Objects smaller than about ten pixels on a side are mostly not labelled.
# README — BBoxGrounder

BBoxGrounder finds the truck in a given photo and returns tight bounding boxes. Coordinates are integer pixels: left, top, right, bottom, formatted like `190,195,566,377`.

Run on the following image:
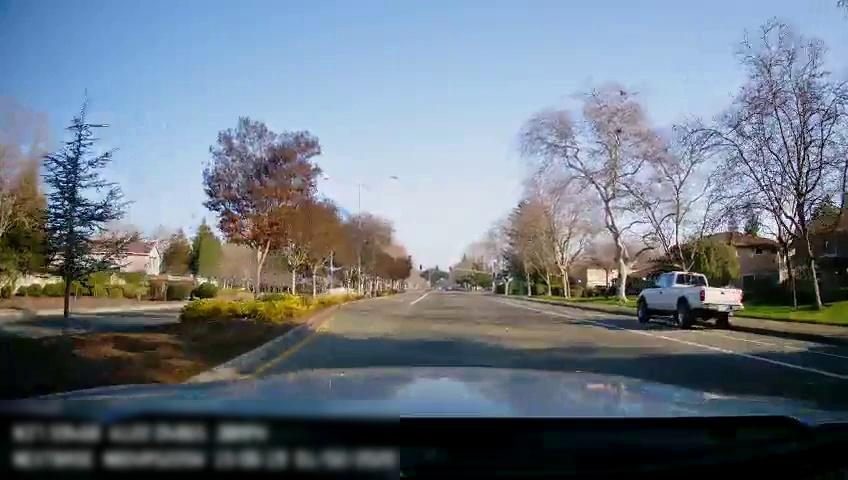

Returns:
637,271,744,329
